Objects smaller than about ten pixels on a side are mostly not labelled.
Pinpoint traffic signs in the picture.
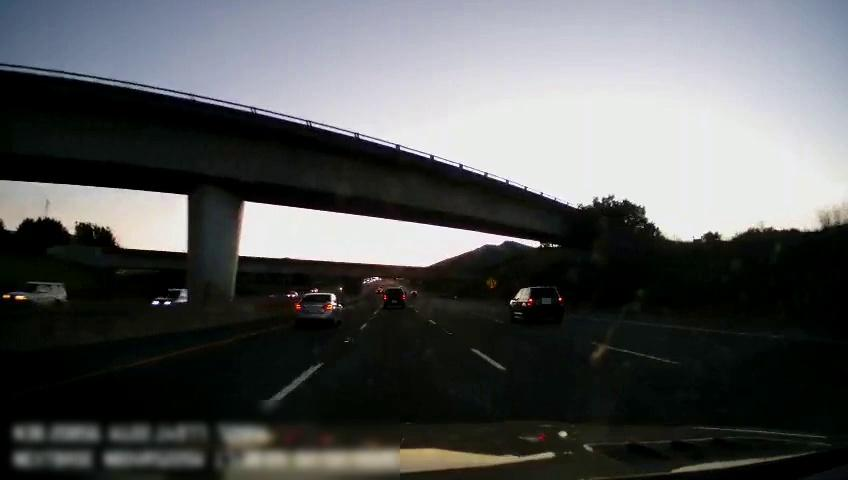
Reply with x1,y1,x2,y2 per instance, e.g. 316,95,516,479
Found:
485,277,498,290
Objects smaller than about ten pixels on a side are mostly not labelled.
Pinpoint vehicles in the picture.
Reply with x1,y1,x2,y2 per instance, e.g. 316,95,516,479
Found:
509,287,563,324
295,293,343,328
0,282,67,306
383,287,406,309
150,288,188,307
285,291,298,298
